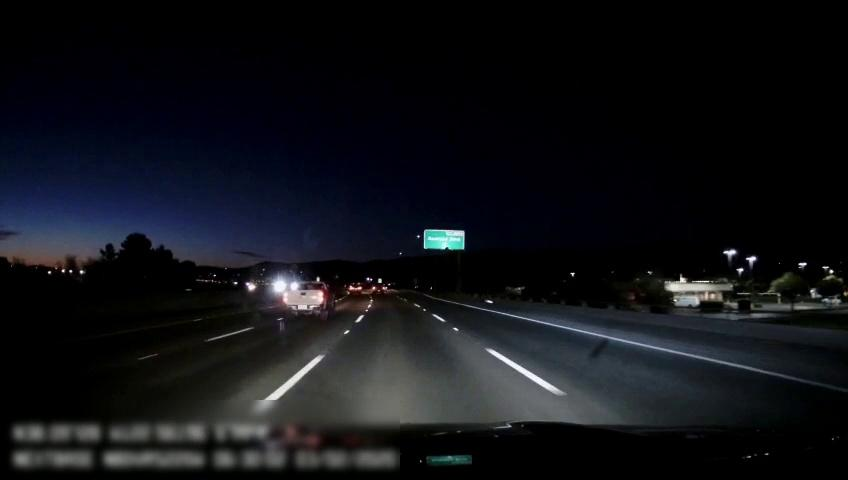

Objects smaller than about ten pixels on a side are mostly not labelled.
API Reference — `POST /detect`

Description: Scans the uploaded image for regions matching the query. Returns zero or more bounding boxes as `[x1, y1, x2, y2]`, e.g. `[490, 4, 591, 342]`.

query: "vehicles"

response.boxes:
[371, 286, 384, 297]
[281, 281, 337, 326]
[347, 282, 363, 296]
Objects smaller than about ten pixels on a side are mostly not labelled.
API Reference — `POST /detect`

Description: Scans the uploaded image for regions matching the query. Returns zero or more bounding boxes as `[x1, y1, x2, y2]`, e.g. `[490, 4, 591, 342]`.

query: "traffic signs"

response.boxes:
[423, 229, 465, 250]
